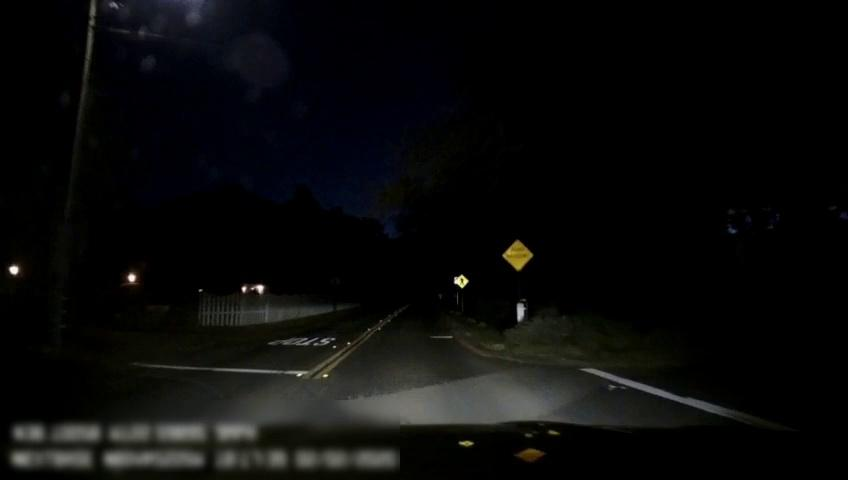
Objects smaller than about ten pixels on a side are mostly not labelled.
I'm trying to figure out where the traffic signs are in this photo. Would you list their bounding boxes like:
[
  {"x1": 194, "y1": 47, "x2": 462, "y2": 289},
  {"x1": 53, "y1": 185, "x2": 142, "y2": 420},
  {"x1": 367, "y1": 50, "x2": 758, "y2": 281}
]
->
[
  {"x1": 455, "y1": 274, "x2": 470, "y2": 289},
  {"x1": 501, "y1": 238, "x2": 534, "y2": 272}
]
